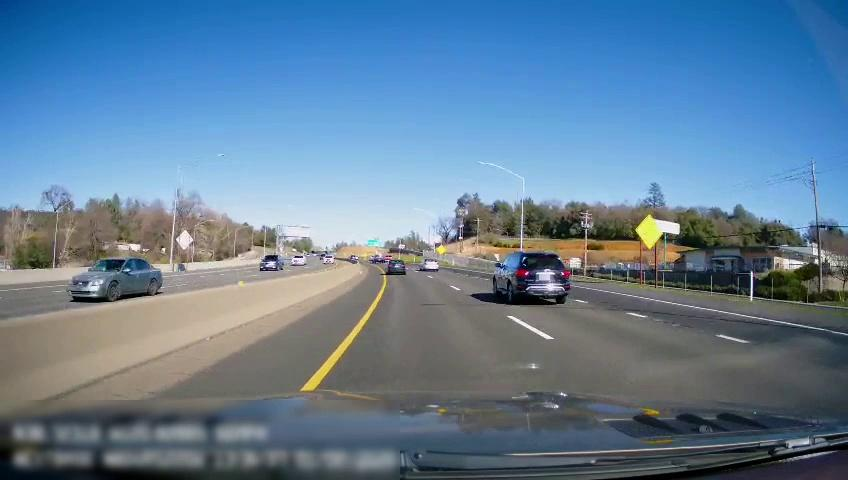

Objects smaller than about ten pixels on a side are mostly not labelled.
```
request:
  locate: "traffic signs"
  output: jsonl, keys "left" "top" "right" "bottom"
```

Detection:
{"left": 367, "top": 239, "right": 383, "bottom": 247}
{"left": 634, "top": 214, "right": 664, "bottom": 250}
{"left": 435, "top": 245, "right": 446, "bottom": 255}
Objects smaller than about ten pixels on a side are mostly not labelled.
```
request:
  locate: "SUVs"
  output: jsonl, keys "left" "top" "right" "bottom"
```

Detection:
{"left": 291, "top": 255, "right": 306, "bottom": 267}
{"left": 322, "top": 254, "right": 335, "bottom": 265}
{"left": 492, "top": 251, "right": 571, "bottom": 305}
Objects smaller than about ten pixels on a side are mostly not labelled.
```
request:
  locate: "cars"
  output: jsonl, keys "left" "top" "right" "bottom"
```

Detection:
{"left": 418, "top": 257, "right": 440, "bottom": 272}
{"left": 385, "top": 258, "right": 408, "bottom": 276}
{"left": 259, "top": 254, "right": 284, "bottom": 271}
{"left": 68, "top": 257, "right": 163, "bottom": 303}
